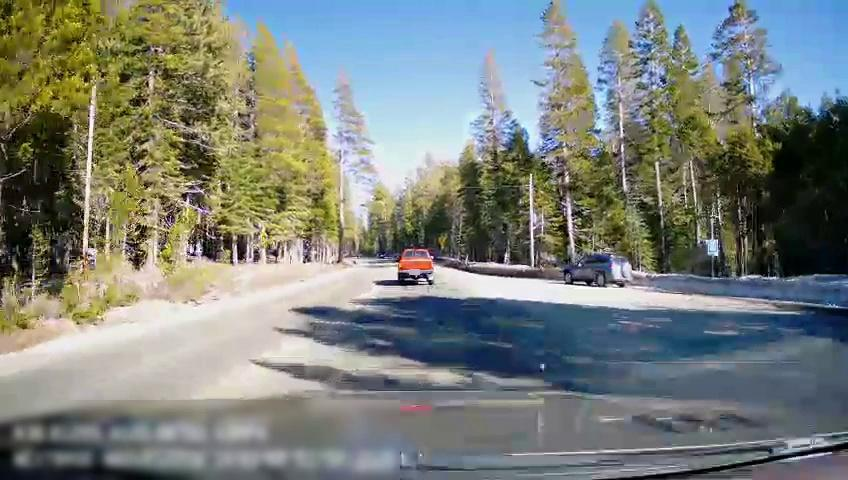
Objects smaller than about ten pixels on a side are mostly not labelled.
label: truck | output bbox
[393,248,435,286]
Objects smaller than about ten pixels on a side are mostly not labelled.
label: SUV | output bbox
[562,251,632,288]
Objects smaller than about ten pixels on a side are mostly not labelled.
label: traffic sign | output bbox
[706,238,720,257]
